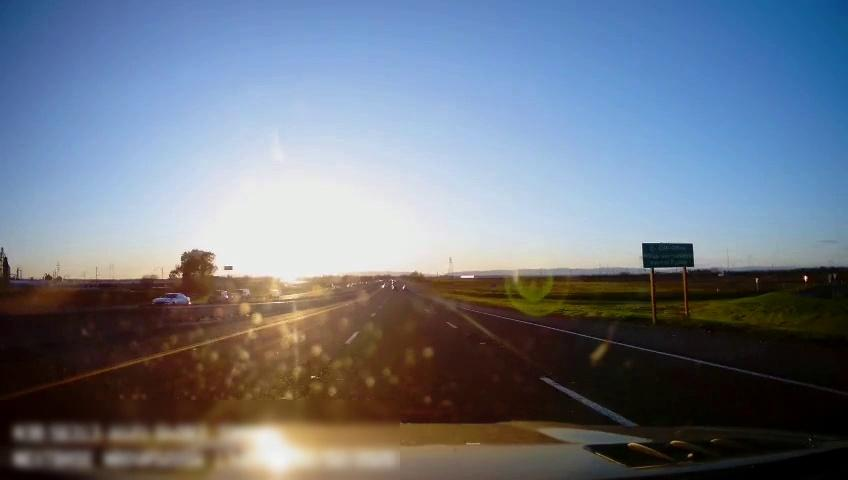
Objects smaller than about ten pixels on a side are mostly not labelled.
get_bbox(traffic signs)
[641,242,694,269]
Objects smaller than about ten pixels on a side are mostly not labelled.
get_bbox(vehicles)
[264,289,282,302]
[208,290,231,304]
[152,292,191,308]
[230,289,252,304]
